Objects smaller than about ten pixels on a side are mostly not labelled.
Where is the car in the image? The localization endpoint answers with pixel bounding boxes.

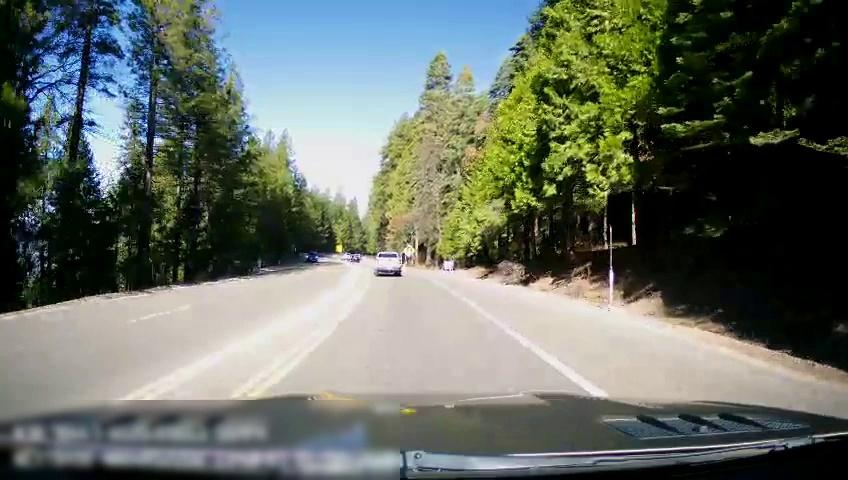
[303,252,320,264]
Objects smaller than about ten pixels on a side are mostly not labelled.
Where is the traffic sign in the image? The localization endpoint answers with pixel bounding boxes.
[403,243,416,258]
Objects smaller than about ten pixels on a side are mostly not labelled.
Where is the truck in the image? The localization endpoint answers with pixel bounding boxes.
[375,251,402,277]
